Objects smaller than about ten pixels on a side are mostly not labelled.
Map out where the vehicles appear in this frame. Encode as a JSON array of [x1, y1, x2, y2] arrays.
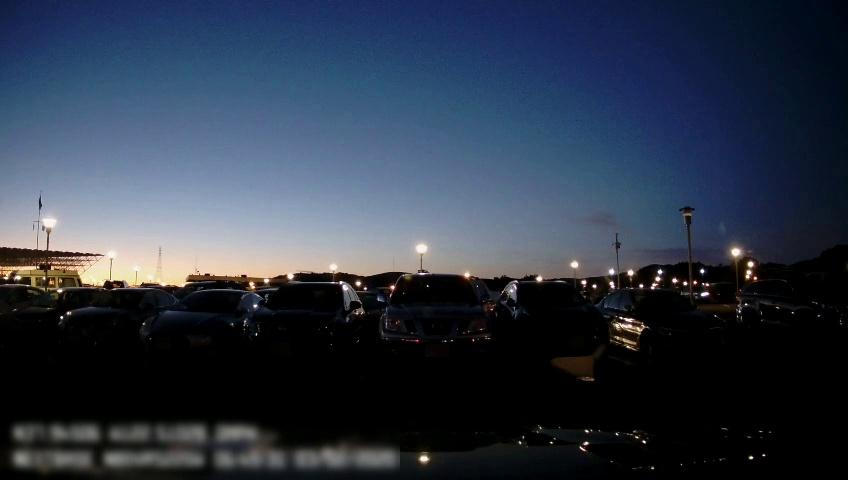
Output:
[[52, 287, 179, 355], [3, 288, 109, 337], [590, 288, 738, 371], [491, 278, 614, 366], [102, 279, 129, 290], [737, 276, 848, 345], [0, 283, 47, 323], [0, 266, 82, 294], [373, 271, 503, 381], [137, 288, 266, 365], [240, 279, 372, 373]]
